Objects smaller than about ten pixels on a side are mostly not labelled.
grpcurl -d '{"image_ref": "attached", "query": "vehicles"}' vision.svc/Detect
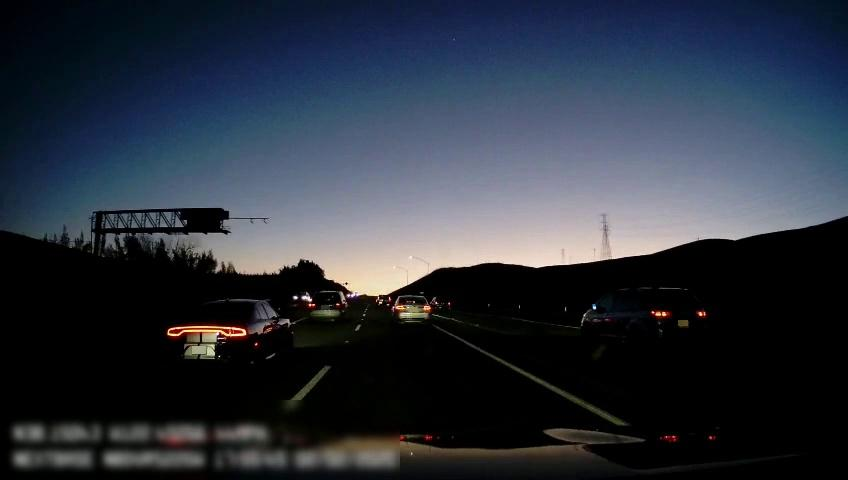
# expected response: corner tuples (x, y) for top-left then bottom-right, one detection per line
(427, 296), (452, 312)
(309, 290), (349, 322)
(292, 291), (311, 303)
(577, 287), (708, 350)
(390, 295), (433, 331)
(165, 298), (296, 377)
(375, 294), (392, 309)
